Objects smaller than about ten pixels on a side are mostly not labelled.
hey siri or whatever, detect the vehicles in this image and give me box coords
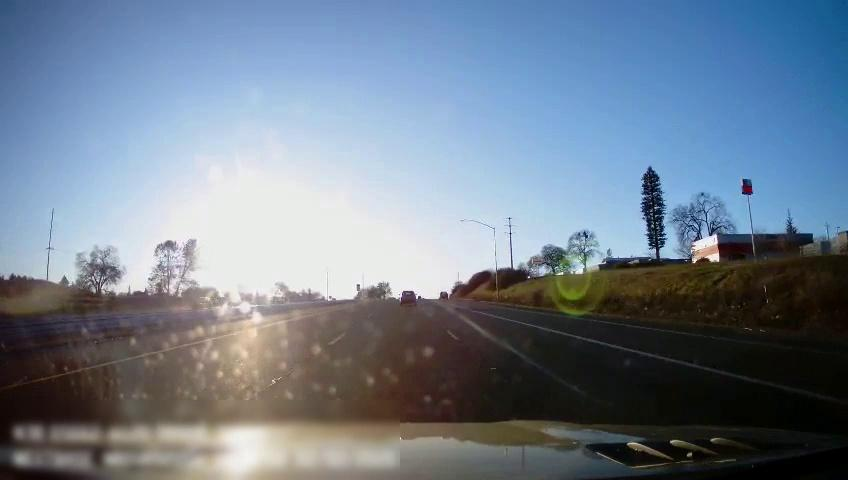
[189,297,213,310]
[438,291,449,300]
[399,290,416,306]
